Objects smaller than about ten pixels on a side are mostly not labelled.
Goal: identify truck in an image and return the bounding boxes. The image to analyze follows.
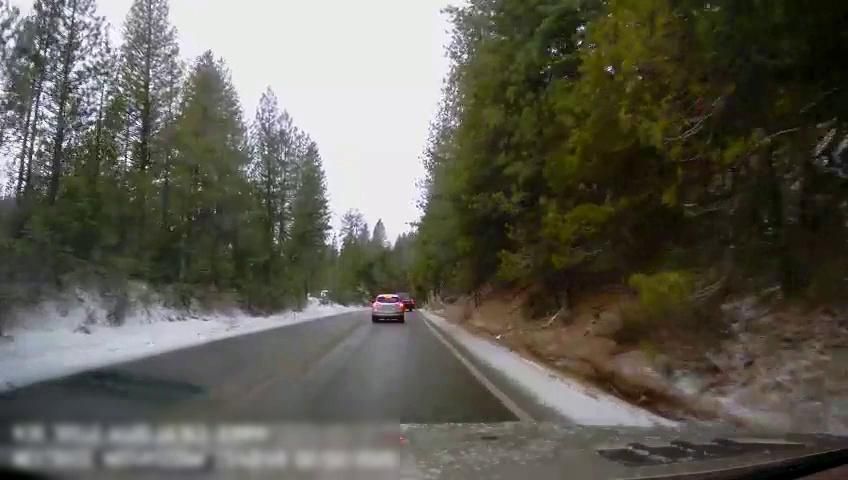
[395,293,413,312]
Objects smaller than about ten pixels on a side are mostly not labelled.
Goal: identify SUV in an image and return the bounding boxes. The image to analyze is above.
[371,294,405,322]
